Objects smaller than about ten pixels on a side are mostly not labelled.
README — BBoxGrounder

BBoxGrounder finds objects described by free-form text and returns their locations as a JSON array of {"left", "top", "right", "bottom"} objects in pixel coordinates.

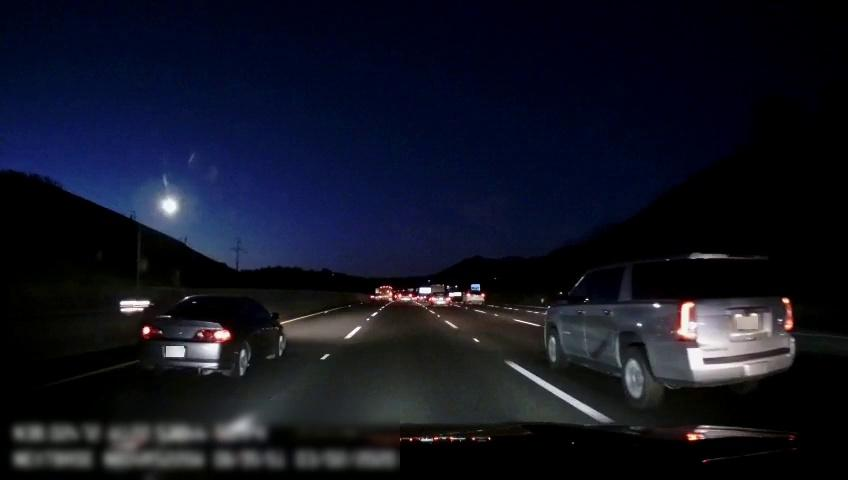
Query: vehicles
[
  {"left": 427, "top": 292, "right": 448, "bottom": 307},
  {"left": 378, "top": 286, "right": 393, "bottom": 303},
  {"left": 542, "top": 250, "right": 797, "bottom": 413},
  {"left": 462, "top": 290, "right": 486, "bottom": 307},
  {"left": 139, "top": 294, "right": 288, "bottom": 384},
  {"left": 368, "top": 292, "right": 382, "bottom": 305},
  {"left": 397, "top": 290, "right": 413, "bottom": 303},
  {"left": 116, "top": 289, "right": 159, "bottom": 313}
]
